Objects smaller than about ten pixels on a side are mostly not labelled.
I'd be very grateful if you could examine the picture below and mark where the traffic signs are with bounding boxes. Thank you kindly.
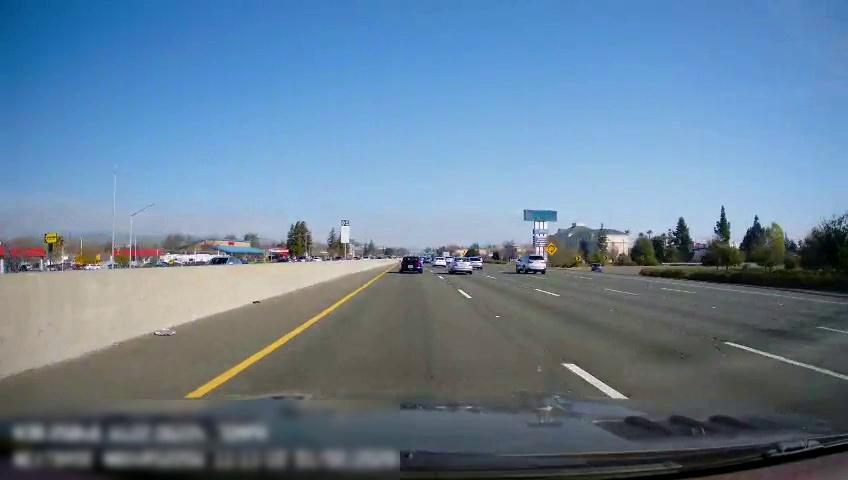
[545,241,559,257]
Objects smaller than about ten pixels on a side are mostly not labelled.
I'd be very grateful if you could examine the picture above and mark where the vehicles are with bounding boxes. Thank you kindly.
[206,255,244,265]
[468,256,484,270]
[515,254,547,275]
[432,256,447,267]
[294,255,312,262]
[311,256,323,262]
[447,259,473,275]
[399,255,423,274]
